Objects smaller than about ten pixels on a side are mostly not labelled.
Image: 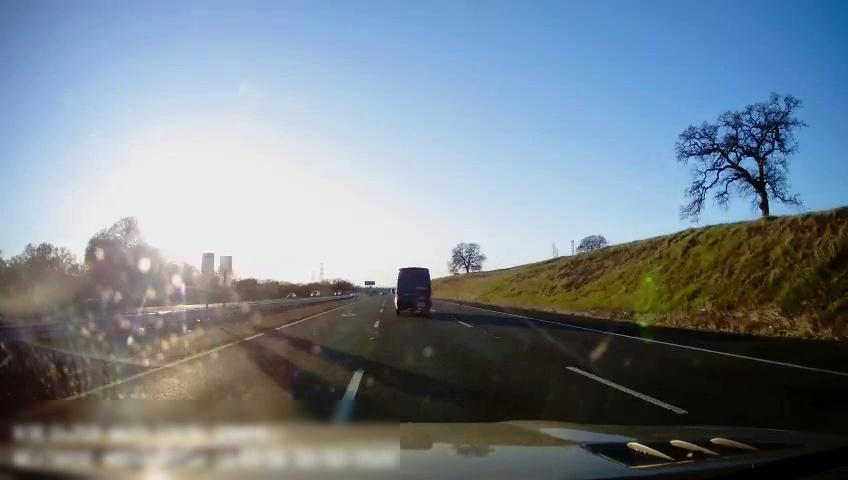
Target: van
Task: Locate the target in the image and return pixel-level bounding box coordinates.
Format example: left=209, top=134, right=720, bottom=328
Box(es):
left=391, top=267, right=431, bottom=317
